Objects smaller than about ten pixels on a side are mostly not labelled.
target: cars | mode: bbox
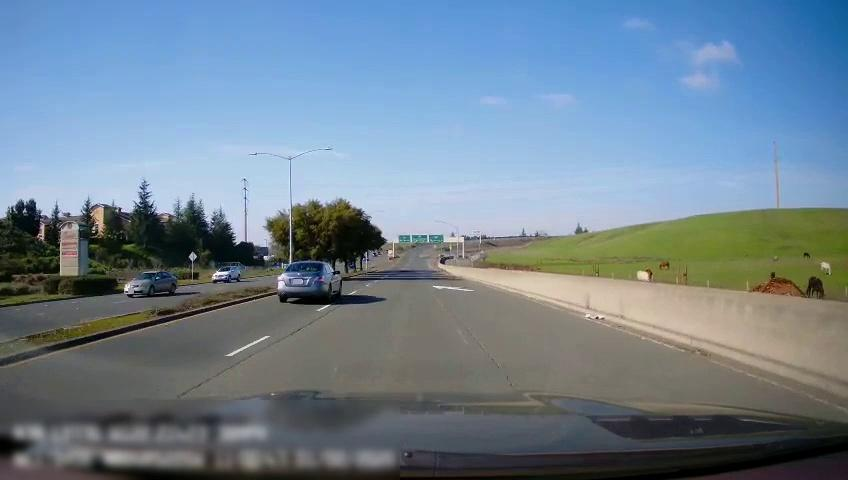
[276,259,344,303]
[124,270,178,298]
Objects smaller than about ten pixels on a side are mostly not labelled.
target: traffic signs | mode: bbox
[187,250,198,262]
[428,234,445,244]
[398,234,411,244]
[411,234,428,244]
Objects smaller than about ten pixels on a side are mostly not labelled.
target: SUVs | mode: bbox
[211,265,241,284]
